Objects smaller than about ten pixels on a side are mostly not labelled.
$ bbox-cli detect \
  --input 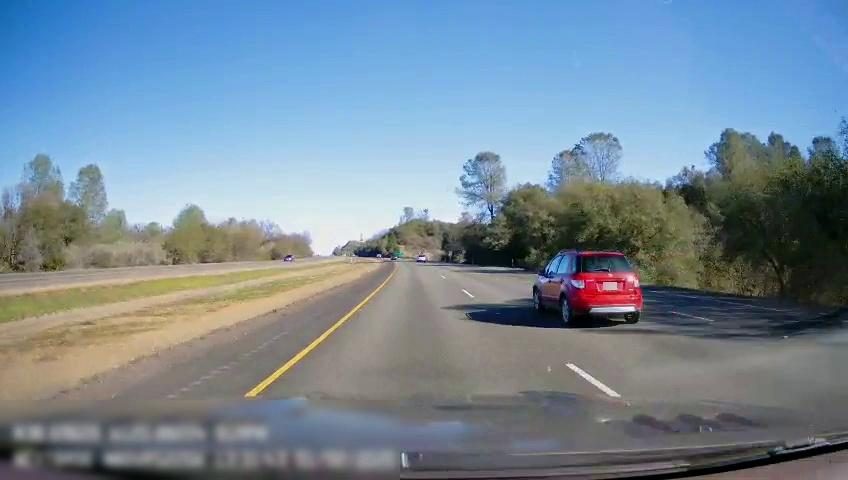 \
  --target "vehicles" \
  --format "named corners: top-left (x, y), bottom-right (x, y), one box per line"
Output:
top-left (416, 255), bottom-right (426, 263)
top-left (531, 250), bottom-right (644, 327)
top-left (283, 255), bottom-right (296, 262)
